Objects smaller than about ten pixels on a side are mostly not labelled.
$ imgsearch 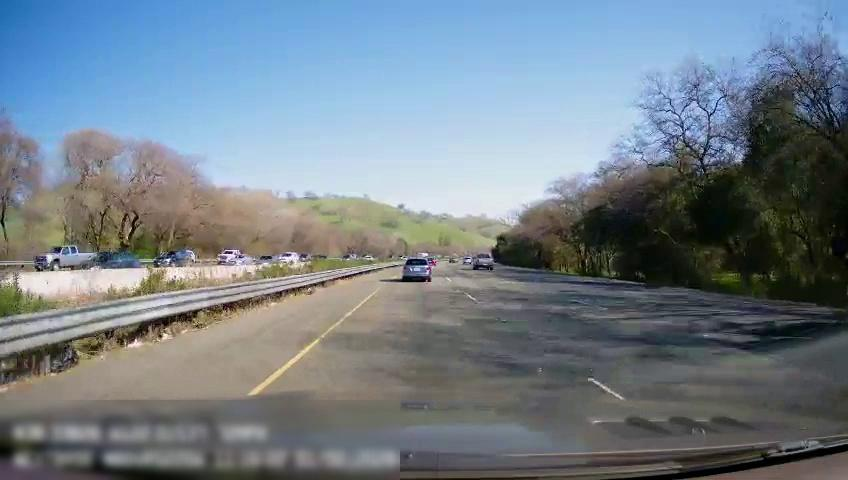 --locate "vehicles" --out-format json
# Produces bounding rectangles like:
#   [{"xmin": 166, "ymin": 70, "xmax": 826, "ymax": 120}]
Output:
[
  {"xmin": 277, "ymin": 251, "xmax": 300, "ymax": 265},
  {"xmin": 362, "ymin": 255, "xmax": 374, "ymax": 261},
  {"xmin": 401, "ymin": 258, "xmax": 432, "ymax": 283},
  {"xmin": 472, "ymin": 254, "xmax": 495, "ymax": 271},
  {"xmin": 216, "ymin": 249, "xmax": 247, "ymax": 265},
  {"xmin": 251, "ymin": 255, "xmax": 281, "ymax": 266},
  {"xmin": 225, "ymin": 254, "xmax": 257, "ymax": 267},
  {"xmin": 151, "ymin": 249, "xmax": 192, "ymax": 268},
  {"xmin": 426, "ymin": 256, "xmax": 438, "ymax": 266},
  {"xmin": 33, "ymin": 245, "xmax": 100, "ymax": 273},
  {"xmin": 79, "ymin": 250, "xmax": 144, "ymax": 271},
  {"xmin": 342, "ymin": 254, "xmax": 357, "ymax": 261},
  {"xmin": 297, "ymin": 253, "xmax": 314, "ymax": 262},
  {"xmin": 184, "ymin": 249, "xmax": 196, "ymax": 264},
  {"xmin": 416, "ymin": 252, "xmax": 429, "ymax": 258}
]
